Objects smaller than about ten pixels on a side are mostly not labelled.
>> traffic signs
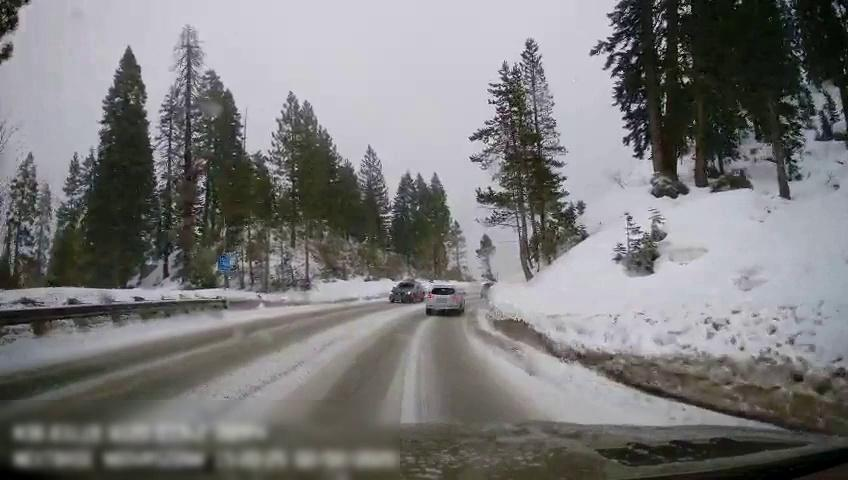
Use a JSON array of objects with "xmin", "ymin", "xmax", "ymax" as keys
[{"xmin": 218, "ymin": 255, "xmax": 231, "ymax": 274}]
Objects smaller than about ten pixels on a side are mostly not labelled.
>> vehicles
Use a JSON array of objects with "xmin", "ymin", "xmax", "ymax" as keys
[
  {"xmin": 480, "ymin": 281, "xmax": 497, "ymax": 299},
  {"xmin": 388, "ymin": 280, "xmax": 426, "ymax": 305},
  {"xmin": 424, "ymin": 283, "xmax": 468, "ymax": 318}
]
